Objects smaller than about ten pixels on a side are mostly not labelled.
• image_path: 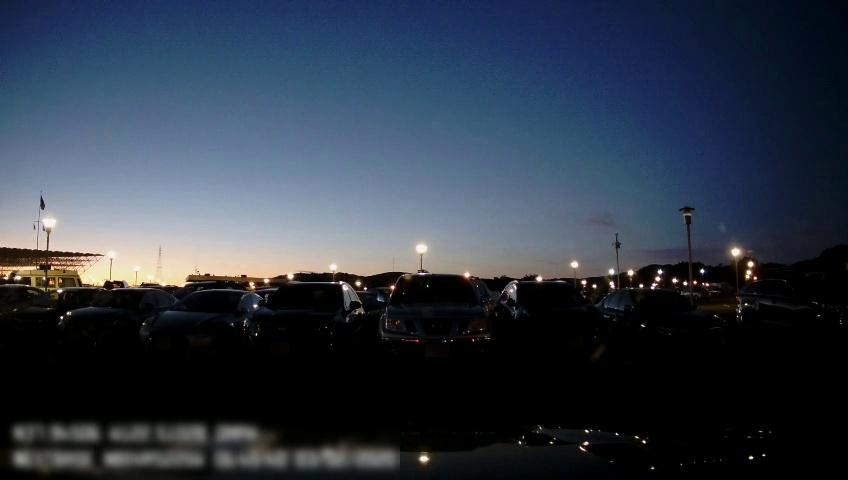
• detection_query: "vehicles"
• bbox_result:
[102,279,129,290]
[137,288,266,365]
[737,276,848,345]
[0,283,47,323]
[0,266,82,294]
[240,279,372,373]
[590,288,738,371]
[3,288,109,337]
[52,287,179,355]
[491,278,614,366]
[373,271,503,381]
